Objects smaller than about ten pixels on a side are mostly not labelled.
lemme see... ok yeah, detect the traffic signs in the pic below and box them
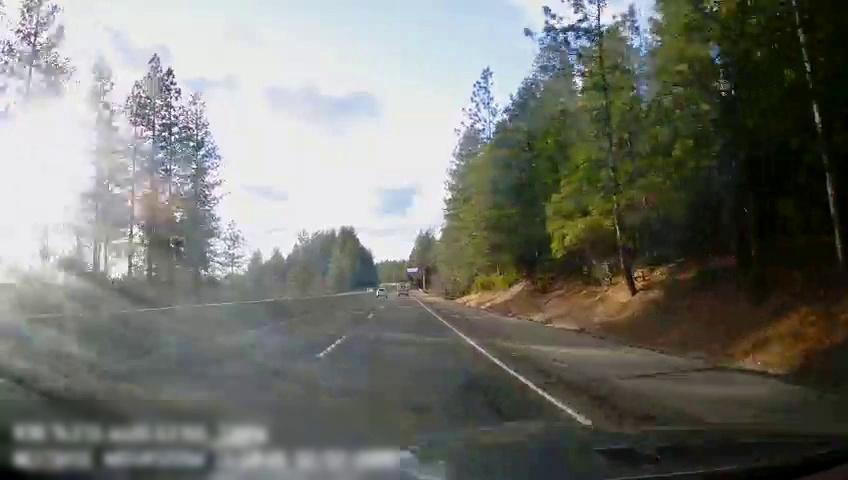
[407,267,418,273]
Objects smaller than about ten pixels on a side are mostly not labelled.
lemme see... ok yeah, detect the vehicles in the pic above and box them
[375,287,388,299]
[397,285,409,297]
